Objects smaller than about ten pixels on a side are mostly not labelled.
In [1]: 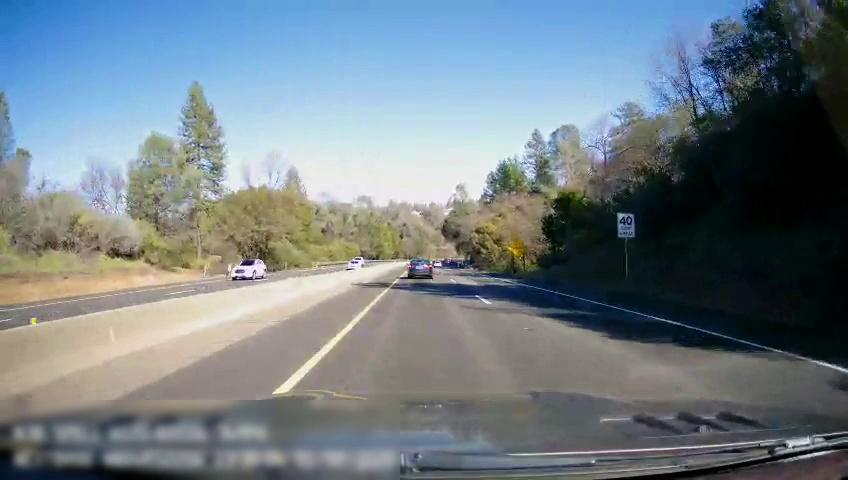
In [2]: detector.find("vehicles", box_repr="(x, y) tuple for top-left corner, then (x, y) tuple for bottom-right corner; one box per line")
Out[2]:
(230, 258), (267, 282)
(407, 258), (433, 281)
(347, 260), (363, 271)
(352, 256), (365, 267)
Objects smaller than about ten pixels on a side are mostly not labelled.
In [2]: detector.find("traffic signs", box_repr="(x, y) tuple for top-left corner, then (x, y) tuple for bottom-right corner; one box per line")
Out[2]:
(512, 240), (525, 257)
